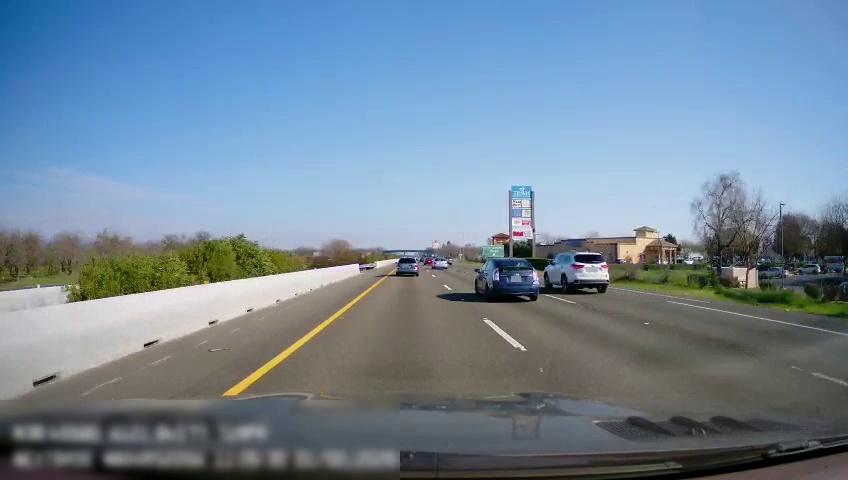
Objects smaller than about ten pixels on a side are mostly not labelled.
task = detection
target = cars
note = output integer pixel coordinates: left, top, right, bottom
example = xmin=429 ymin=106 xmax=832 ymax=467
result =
xmin=422 ymin=257 xmax=432 ymax=265
xmin=430 ymin=257 xmax=449 ymax=271
xmin=473 ymin=258 xmax=540 ymax=305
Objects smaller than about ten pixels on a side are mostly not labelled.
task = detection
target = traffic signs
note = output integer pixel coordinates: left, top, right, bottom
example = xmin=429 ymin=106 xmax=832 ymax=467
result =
xmin=483 ymin=244 xmax=505 ymax=259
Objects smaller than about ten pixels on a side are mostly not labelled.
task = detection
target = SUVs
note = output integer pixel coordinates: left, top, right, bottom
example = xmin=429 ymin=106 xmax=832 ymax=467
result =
xmin=542 ymin=252 xmax=609 ymax=294
xmin=396 ymin=257 xmax=419 ymax=276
